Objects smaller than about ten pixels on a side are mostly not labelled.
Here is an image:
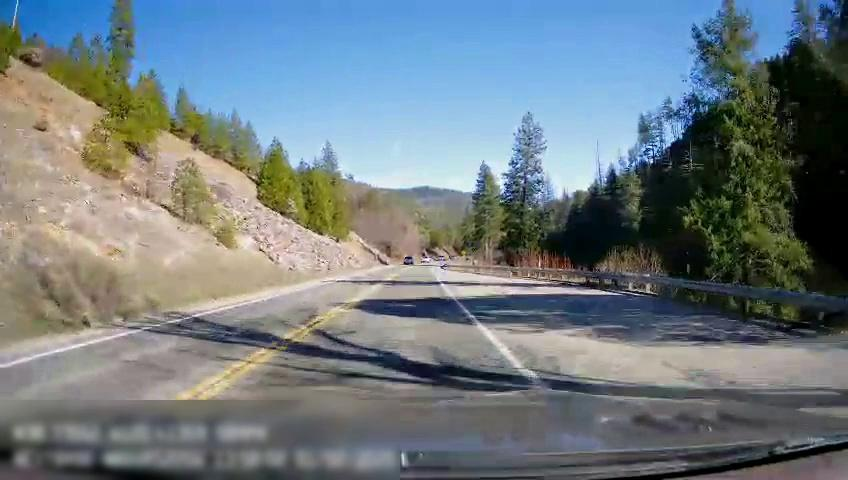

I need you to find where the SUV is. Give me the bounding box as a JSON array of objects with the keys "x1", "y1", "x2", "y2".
[{"x1": 403, "y1": 255, "x2": 414, "y2": 265}]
